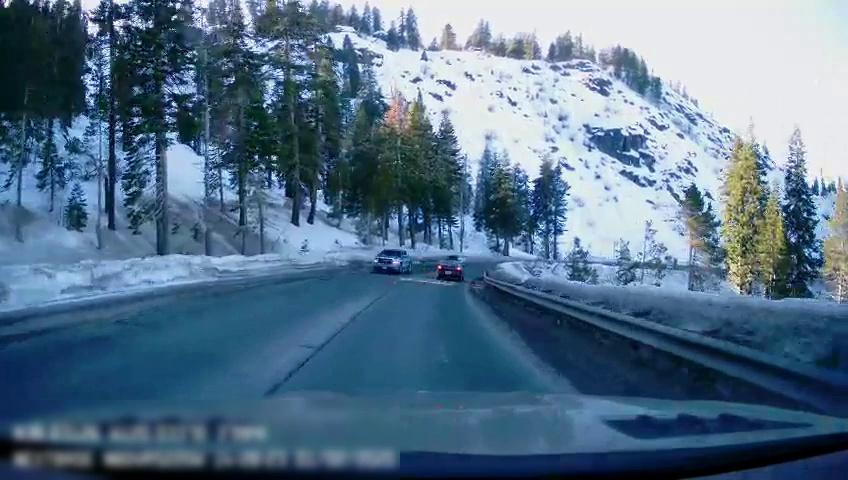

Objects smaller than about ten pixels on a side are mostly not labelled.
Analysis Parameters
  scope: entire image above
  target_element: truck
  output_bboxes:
[372,248,413,273]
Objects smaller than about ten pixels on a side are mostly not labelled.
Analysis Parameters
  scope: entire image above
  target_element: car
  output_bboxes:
[436,256,466,281]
